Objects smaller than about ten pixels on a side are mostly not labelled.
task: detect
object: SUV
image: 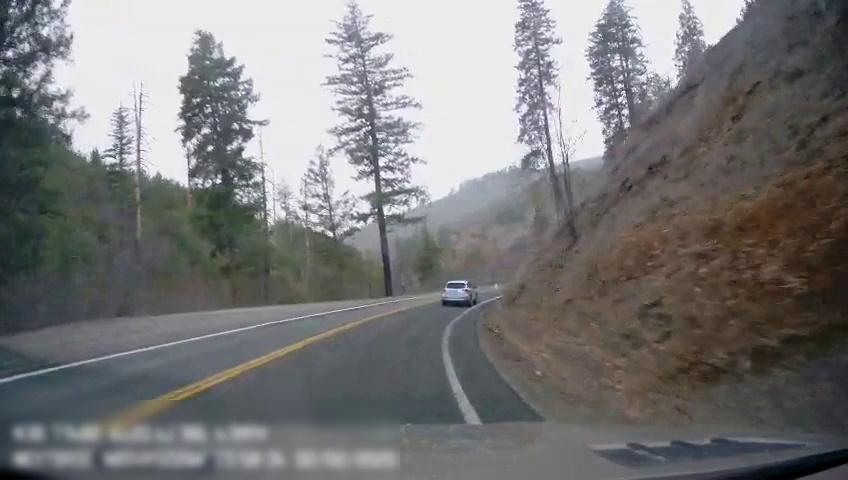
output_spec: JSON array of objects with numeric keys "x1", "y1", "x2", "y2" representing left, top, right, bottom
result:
[{"x1": 441, "y1": 280, "x2": 478, "y2": 307}]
